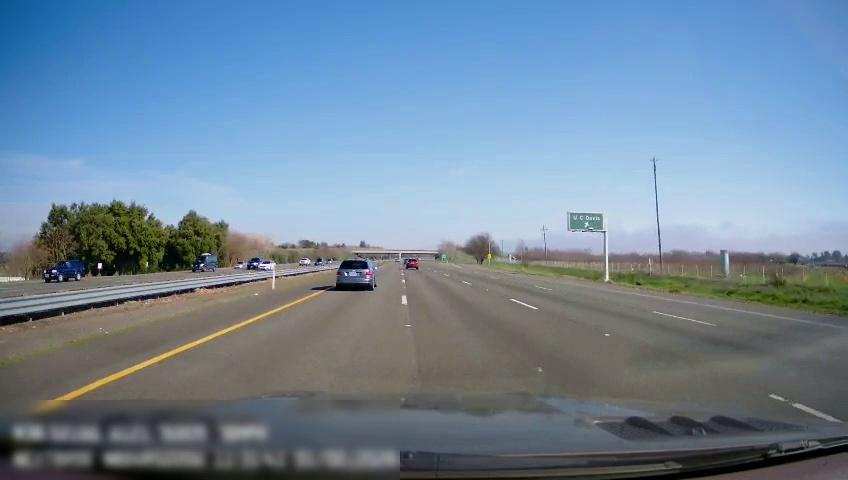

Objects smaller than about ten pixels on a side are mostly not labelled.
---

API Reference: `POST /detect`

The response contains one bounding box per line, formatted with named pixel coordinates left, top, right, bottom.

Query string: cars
left=258, top=259, right=277, bottom=271
left=234, top=260, right=248, bottom=269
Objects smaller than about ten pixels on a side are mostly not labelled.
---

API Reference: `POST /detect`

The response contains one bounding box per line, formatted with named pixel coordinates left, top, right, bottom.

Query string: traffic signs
left=568, top=212, right=605, bottom=231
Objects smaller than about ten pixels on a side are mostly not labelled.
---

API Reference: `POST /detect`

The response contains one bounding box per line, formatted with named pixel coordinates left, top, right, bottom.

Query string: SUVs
left=43, top=259, right=86, bottom=283
left=405, top=259, right=419, bottom=271
left=335, top=258, right=377, bottom=292
left=246, top=258, right=265, bottom=270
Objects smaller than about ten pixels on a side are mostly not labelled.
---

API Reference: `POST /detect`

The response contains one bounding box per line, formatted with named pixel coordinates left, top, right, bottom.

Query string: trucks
left=298, top=257, right=311, bottom=266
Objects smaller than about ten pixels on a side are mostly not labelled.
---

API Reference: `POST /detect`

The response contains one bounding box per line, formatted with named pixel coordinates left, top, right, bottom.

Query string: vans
left=192, top=255, right=218, bottom=272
